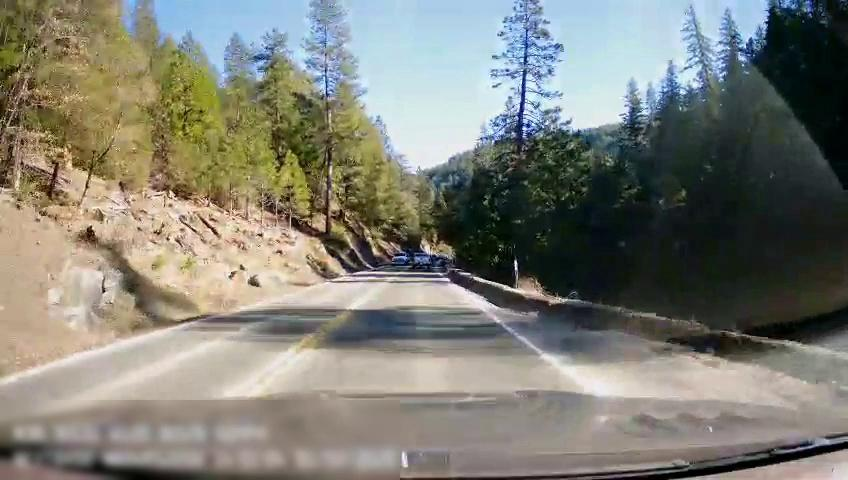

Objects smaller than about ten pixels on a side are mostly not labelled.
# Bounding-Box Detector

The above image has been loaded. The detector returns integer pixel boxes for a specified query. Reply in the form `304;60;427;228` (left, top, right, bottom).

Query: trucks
412;253;431;268
391;252;411;266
